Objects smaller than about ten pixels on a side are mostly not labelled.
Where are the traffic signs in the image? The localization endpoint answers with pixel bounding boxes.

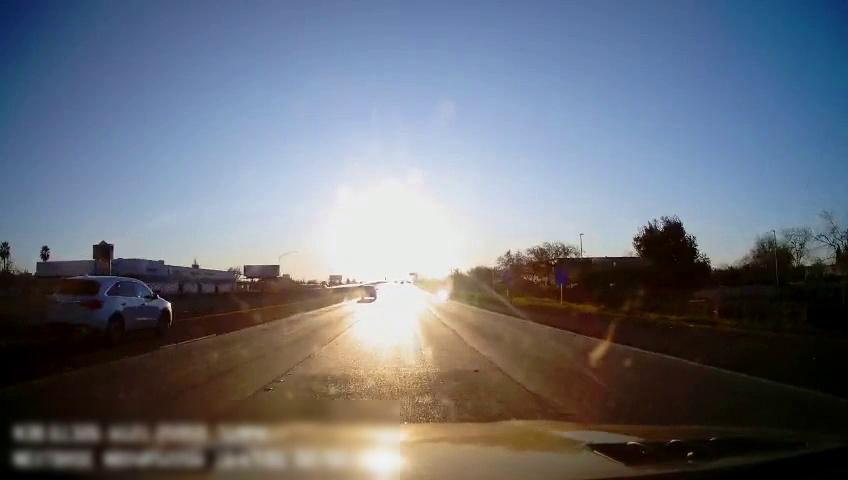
[557,271,568,285]
[505,273,515,285]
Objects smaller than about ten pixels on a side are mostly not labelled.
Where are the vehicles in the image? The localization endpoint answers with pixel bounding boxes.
[43,276,173,347]
[359,284,378,300]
